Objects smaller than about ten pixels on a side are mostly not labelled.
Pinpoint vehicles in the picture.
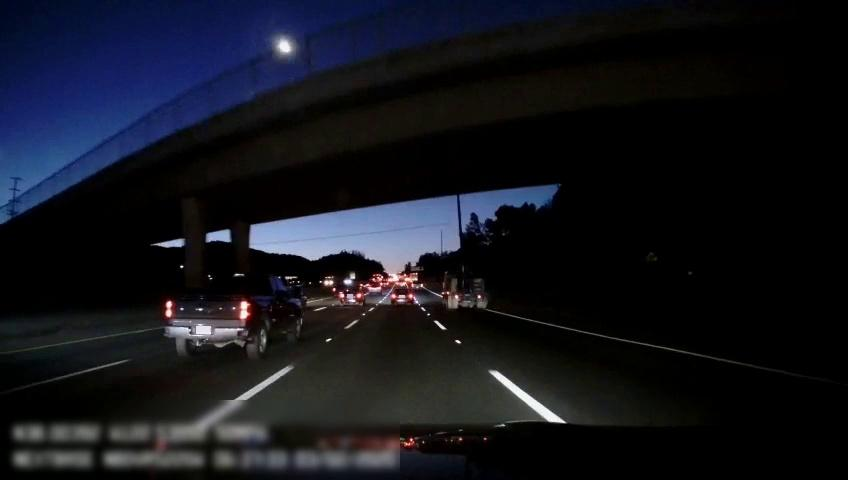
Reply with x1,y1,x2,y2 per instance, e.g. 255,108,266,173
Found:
390,286,415,307
367,281,383,295
164,276,307,362
442,273,486,311
338,283,366,307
